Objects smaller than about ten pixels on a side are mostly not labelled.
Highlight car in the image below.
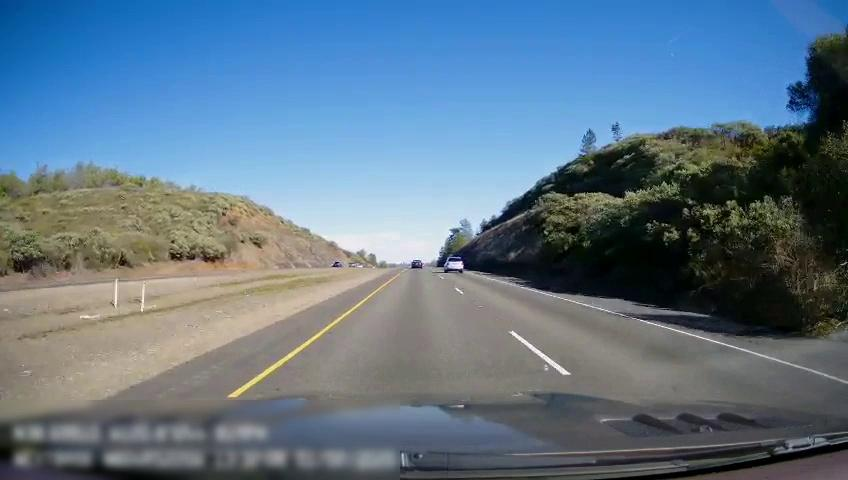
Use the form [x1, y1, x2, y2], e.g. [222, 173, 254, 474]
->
[411, 260, 422, 269]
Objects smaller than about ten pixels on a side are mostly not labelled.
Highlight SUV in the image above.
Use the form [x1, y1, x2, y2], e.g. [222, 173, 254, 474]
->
[443, 257, 464, 273]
